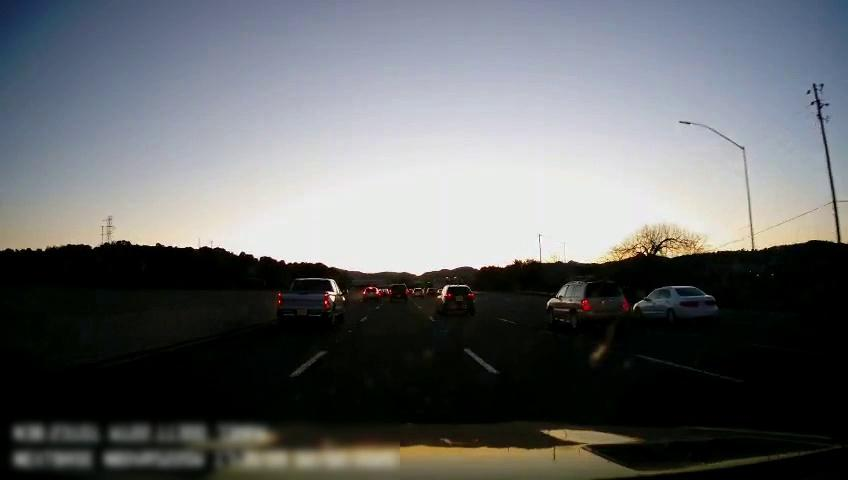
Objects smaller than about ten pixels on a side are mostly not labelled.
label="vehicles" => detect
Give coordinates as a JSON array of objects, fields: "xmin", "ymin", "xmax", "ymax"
[
  {"xmin": 378, "ymin": 288, "xmax": 389, "ymax": 296},
  {"xmin": 437, "ymin": 285, "xmax": 476, "ymax": 317},
  {"xmin": 362, "ymin": 287, "xmax": 381, "ymax": 303},
  {"xmin": 389, "ymin": 283, "xmax": 408, "ymax": 302},
  {"xmin": 412, "ymin": 287, "xmax": 424, "ymax": 297},
  {"xmin": 276, "ymin": 277, "xmax": 349, "ymax": 330},
  {"xmin": 630, "ymin": 285, "xmax": 720, "ymax": 330},
  {"xmin": 545, "ymin": 280, "xmax": 628, "ymax": 334},
  {"xmin": 426, "ymin": 287, "xmax": 437, "ymax": 296}
]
